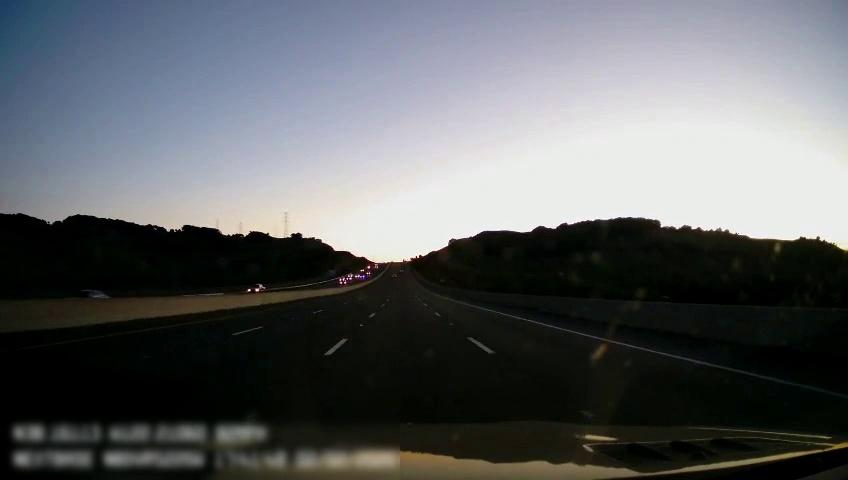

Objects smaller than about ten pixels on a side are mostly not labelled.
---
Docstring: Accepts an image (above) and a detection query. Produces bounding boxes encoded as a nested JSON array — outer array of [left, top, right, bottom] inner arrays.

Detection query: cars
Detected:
[[247, 283, 266, 294], [78, 288, 107, 297]]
